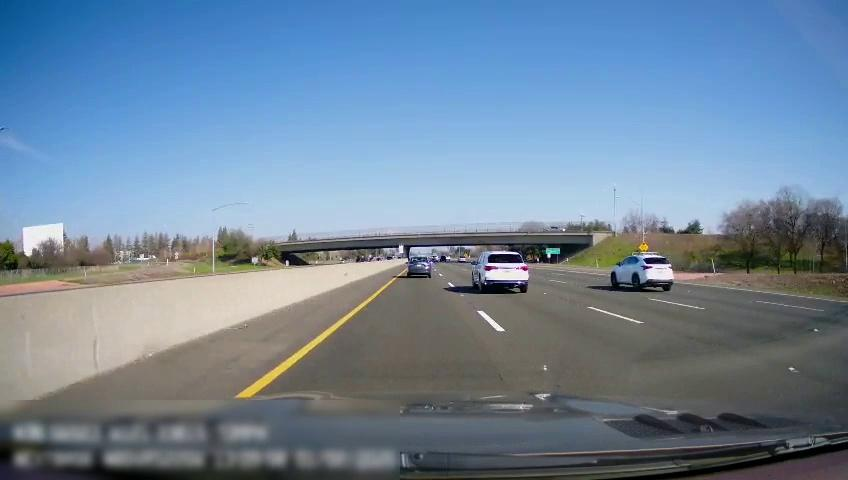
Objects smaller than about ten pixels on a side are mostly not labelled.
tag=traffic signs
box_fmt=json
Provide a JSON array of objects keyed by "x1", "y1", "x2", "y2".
[
  {"x1": 546, "y1": 248, "x2": 560, "y2": 255},
  {"x1": 640, "y1": 242, "x2": 648, "y2": 253},
  {"x1": 398, "y1": 242, "x2": 403, "y2": 253}
]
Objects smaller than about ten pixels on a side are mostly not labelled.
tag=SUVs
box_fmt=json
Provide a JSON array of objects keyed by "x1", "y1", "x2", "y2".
[
  {"x1": 610, "y1": 255, "x2": 674, "y2": 292},
  {"x1": 470, "y1": 250, "x2": 529, "y2": 294}
]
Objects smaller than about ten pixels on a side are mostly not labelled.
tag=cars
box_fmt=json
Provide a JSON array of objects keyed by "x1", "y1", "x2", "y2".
[{"x1": 405, "y1": 255, "x2": 434, "y2": 279}]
